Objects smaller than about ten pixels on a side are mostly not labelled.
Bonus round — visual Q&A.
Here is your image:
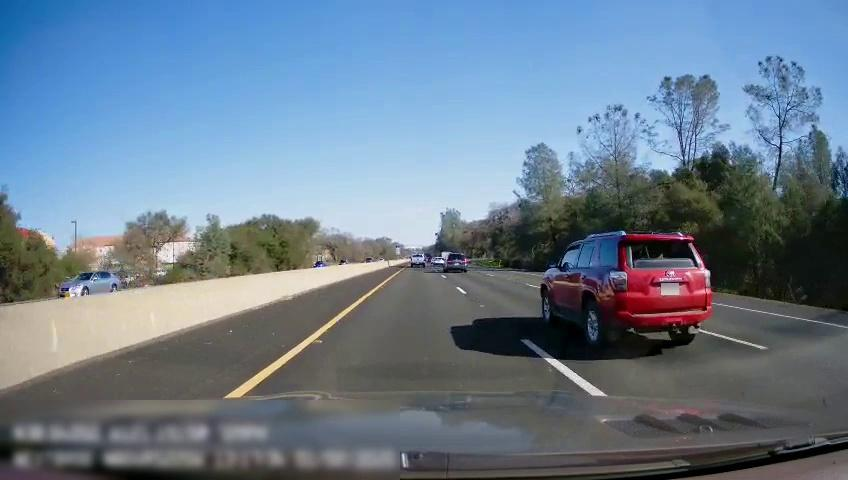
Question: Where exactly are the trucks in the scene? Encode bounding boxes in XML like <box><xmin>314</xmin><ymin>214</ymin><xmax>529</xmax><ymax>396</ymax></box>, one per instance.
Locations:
<box><xmin>410</xmin><ymin>254</ymin><xmax>425</xmax><ymax>268</ymax></box>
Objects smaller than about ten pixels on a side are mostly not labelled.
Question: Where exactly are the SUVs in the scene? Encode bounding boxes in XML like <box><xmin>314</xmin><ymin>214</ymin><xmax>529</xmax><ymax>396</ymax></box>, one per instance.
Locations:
<box><xmin>540</xmin><ymin>231</ymin><xmax>714</xmax><ymax>351</ymax></box>
<box><xmin>443</xmin><ymin>256</ymin><xmax>468</xmax><ymax>275</ymax></box>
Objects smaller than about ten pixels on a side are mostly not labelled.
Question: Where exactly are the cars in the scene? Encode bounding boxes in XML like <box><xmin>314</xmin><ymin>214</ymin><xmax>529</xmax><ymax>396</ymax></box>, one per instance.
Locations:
<box><xmin>56</xmin><ymin>270</ymin><xmax>124</xmax><ymax>298</ymax></box>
